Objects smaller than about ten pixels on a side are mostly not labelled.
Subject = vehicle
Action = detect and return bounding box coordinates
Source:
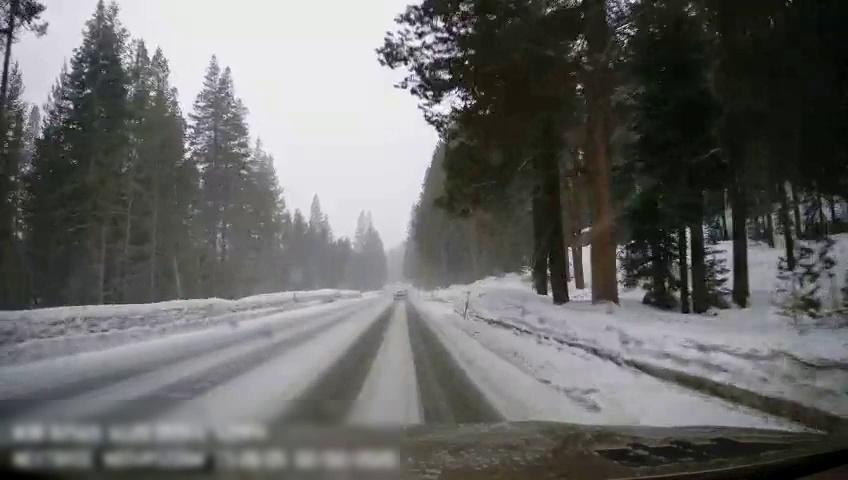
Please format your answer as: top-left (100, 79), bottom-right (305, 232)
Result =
top-left (393, 288), bottom-right (406, 301)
